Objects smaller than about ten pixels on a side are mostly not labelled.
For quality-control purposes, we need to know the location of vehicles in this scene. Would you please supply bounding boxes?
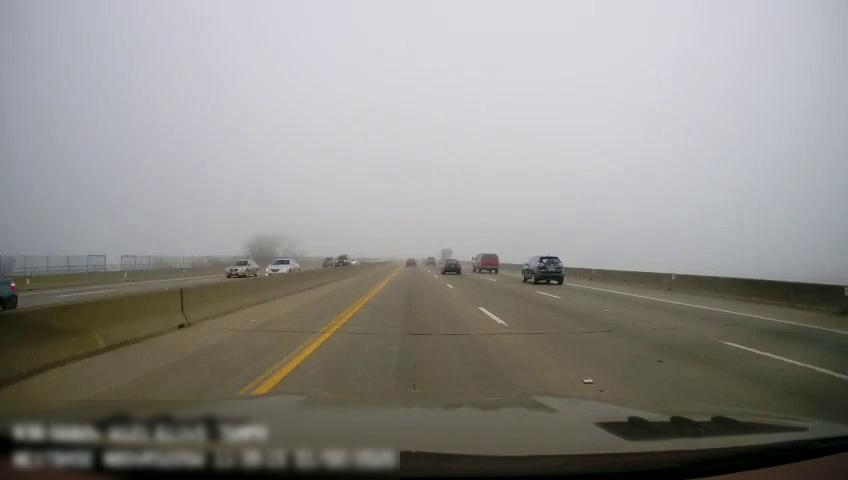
[440,259,462,275]
[264,258,302,278]
[0,276,20,312]
[471,253,501,274]
[438,247,453,266]
[349,258,360,265]
[520,255,566,286]
[224,259,260,279]
[405,257,417,267]
[334,255,352,268]
[423,256,436,267]
[321,256,338,268]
